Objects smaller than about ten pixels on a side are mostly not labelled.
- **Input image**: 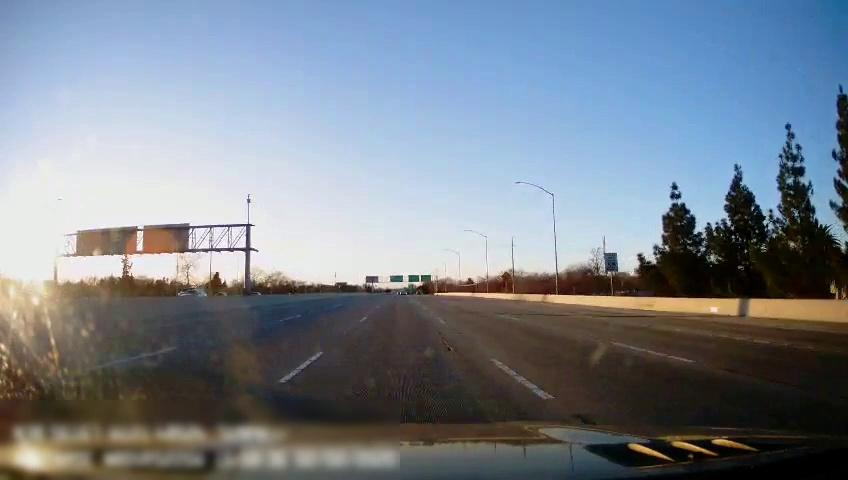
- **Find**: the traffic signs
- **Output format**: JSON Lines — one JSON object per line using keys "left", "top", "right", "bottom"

{"left": 421, "top": 275, "right": 432, "bottom": 282}
{"left": 408, "top": 275, "right": 419, "bottom": 283}
{"left": 390, "top": 275, "right": 403, "bottom": 282}
{"left": 501, "top": 271, "right": 512, "bottom": 283}
{"left": 604, "top": 251, "right": 620, "bottom": 273}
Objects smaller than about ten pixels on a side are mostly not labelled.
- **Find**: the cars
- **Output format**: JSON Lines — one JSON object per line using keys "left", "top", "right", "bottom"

{"left": 180, "top": 287, "right": 208, "bottom": 297}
